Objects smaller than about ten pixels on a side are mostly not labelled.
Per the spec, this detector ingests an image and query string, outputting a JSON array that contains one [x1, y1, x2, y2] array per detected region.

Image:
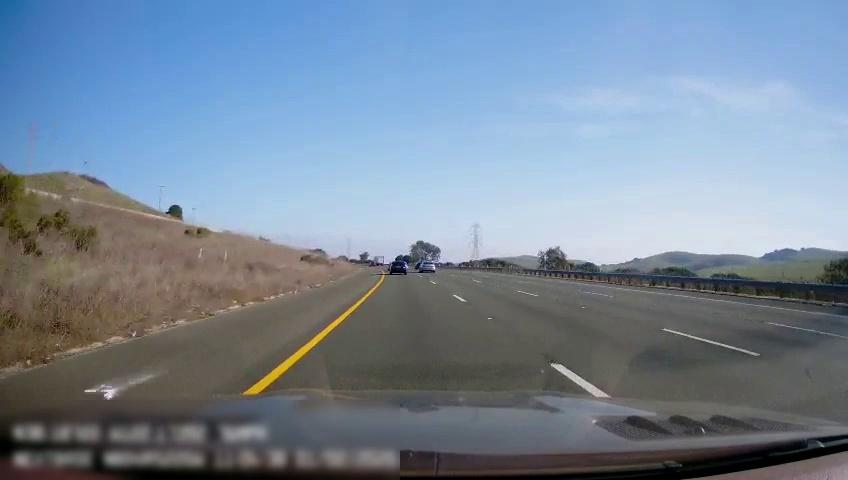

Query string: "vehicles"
[[415, 262, 422, 270], [389, 261, 407, 275], [370, 258, 383, 267], [419, 262, 435, 273]]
